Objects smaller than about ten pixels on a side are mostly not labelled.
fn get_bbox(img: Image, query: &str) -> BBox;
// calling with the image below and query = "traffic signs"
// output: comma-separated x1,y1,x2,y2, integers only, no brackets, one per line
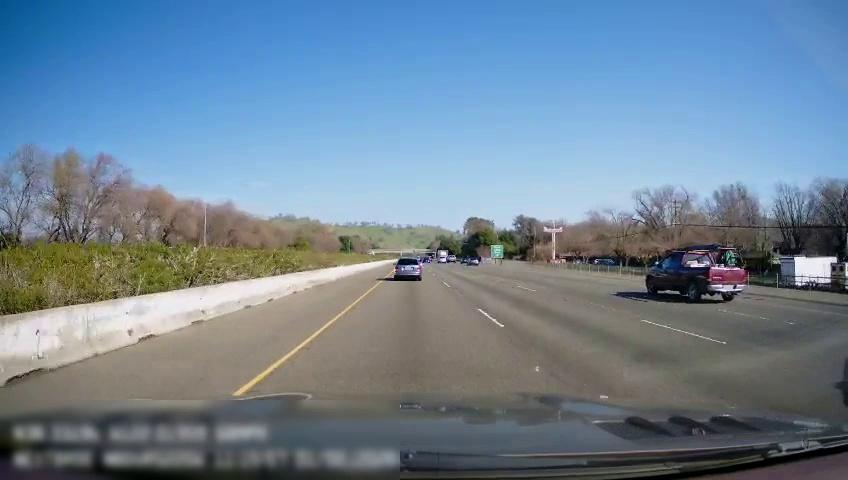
490,244,505,258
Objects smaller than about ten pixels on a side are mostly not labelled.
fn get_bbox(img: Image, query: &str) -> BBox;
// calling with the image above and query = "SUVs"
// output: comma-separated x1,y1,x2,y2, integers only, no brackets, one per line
393,256,422,280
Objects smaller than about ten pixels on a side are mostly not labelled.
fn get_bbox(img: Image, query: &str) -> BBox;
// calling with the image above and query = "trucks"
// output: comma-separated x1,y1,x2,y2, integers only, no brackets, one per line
446,254,457,263
644,243,747,303
439,250,448,260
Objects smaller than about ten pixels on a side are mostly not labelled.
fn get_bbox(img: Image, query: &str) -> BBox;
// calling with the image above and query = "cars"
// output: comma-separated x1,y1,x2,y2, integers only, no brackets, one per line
466,256,479,266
